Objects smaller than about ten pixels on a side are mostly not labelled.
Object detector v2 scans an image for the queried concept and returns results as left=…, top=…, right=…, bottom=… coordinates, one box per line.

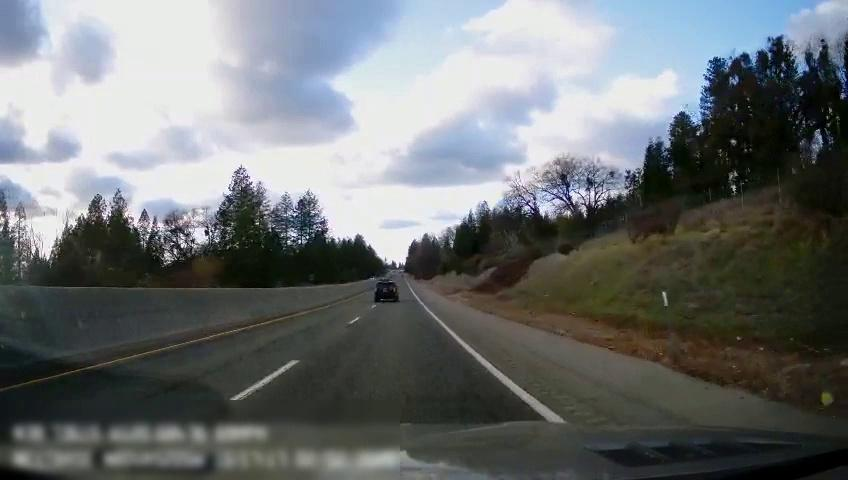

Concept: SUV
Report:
left=374, top=281, right=399, bottom=303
